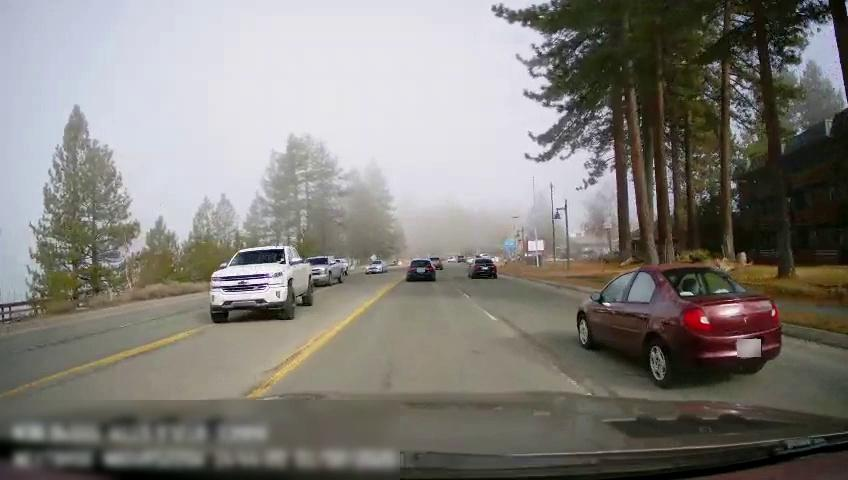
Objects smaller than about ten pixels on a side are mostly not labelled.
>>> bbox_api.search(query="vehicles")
[457,254,468,264]
[366,260,384,274]
[407,260,436,282]
[468,258,497,279]
[574,262,784,387]
[334,258,349,276]
[303,257,344,287]
[428,257,442,269]
[208,246,312,324]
